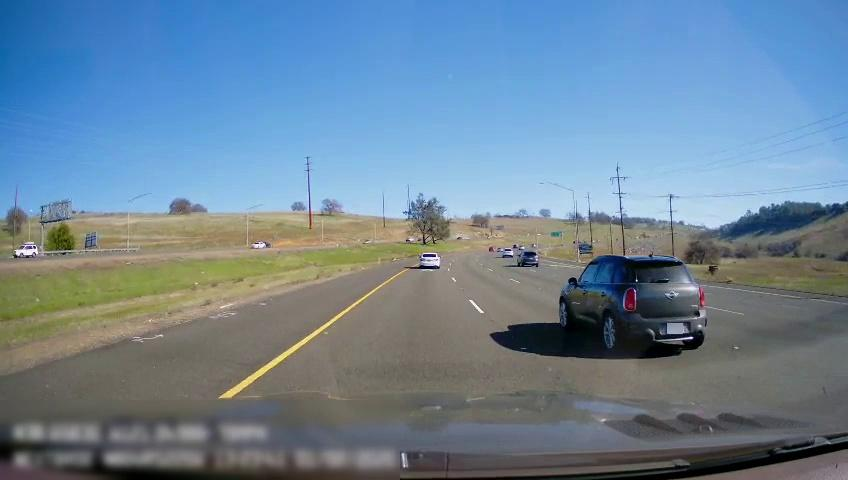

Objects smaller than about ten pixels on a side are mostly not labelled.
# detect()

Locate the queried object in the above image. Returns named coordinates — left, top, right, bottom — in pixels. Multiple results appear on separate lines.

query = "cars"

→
left=418, top=252, right=440, bottom=268
left=502, top=248, right=514, bottom=258
left=250, top=241, right=266, bottom=249
left=560, top=254, right=708, bottom=353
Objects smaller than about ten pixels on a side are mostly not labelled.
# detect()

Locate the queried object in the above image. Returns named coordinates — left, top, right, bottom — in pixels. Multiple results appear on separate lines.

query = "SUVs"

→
left=517, top=250, right=538, bottom=267
left=13, top=244, right=38, bottom=258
